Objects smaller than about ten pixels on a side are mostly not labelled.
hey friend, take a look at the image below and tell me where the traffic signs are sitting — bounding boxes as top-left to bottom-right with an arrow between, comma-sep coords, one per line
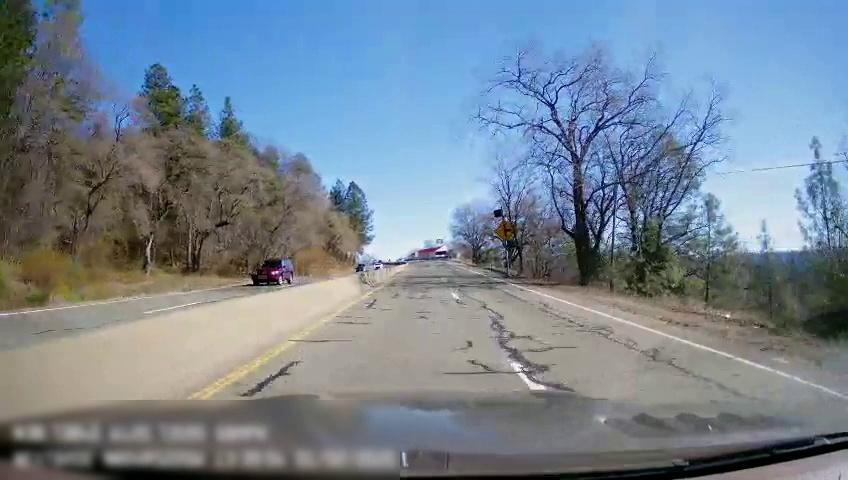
494,220 -> 516,245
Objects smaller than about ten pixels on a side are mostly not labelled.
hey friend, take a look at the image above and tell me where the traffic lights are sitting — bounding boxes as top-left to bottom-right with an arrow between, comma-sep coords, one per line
493,206 -> 504,218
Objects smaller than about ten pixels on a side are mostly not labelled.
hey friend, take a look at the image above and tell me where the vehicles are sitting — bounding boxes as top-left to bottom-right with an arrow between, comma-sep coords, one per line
250,256 -> 295,286
355,263 -> 368,273
374,262 -> 384,270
